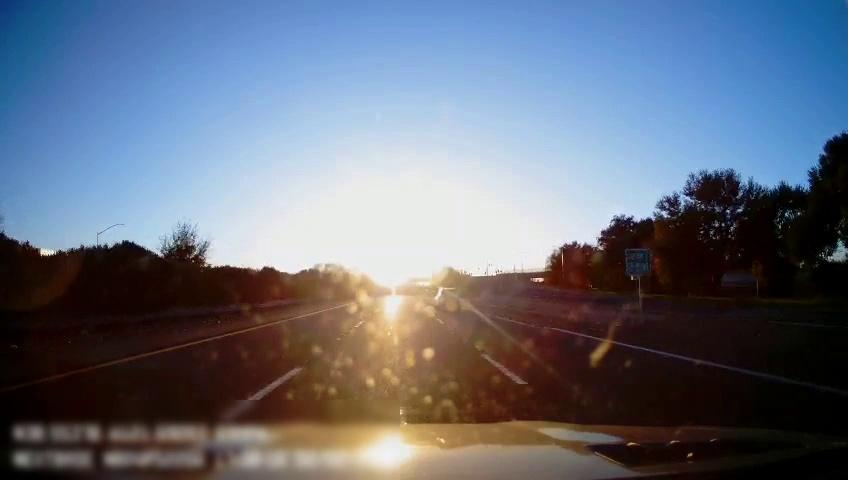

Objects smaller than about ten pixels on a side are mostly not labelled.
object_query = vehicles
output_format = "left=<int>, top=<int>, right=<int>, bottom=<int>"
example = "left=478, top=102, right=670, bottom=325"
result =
left=432, top=287, right=464, bottom=314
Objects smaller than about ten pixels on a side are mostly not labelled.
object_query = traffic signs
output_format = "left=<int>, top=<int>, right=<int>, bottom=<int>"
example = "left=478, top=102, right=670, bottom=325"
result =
left=625, top=248, right=653, bottom=276
left=751, top=262, right=766, bottom=278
